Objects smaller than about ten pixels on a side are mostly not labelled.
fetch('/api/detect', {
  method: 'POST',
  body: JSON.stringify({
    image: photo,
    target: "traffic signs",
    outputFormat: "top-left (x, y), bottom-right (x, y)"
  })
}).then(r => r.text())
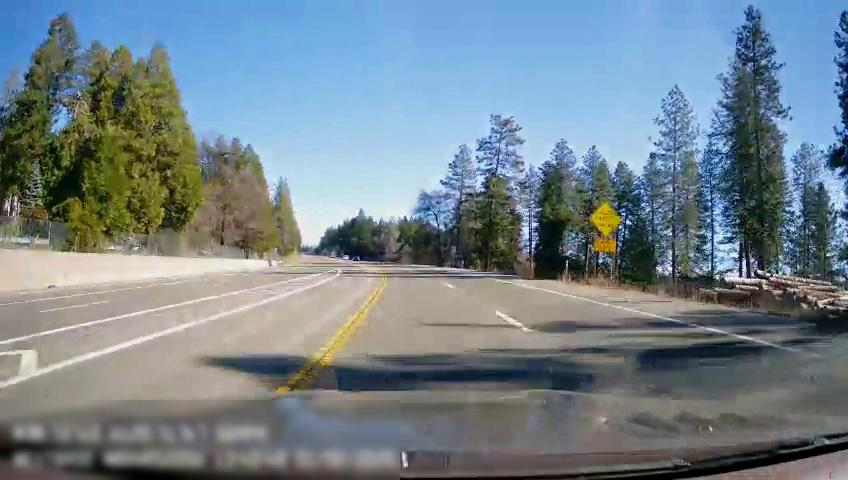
top-left (589, 200), bottom-right (623, 237)
top-left (593, 237), bottom-right (618, 254)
